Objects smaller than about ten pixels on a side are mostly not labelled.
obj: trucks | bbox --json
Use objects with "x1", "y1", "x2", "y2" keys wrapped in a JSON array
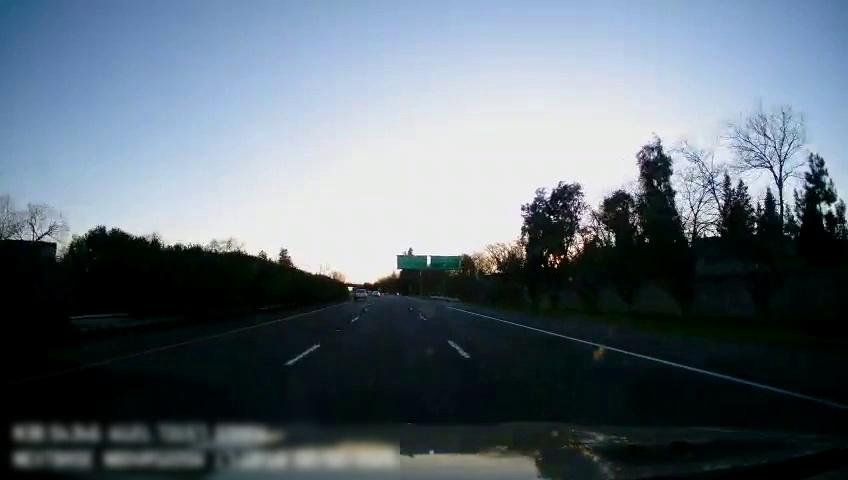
[{"x1": 353, "y1": 288, "x2": 368, "y2": 302}]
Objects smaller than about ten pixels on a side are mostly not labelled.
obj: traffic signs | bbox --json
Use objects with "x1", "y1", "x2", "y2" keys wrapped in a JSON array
[
  {"x1": 432, "y1": 255, "x2": 464, "y2": 272},
  {"x1": 396, "y1": 254, "x2": 428, "y2": 271}
]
